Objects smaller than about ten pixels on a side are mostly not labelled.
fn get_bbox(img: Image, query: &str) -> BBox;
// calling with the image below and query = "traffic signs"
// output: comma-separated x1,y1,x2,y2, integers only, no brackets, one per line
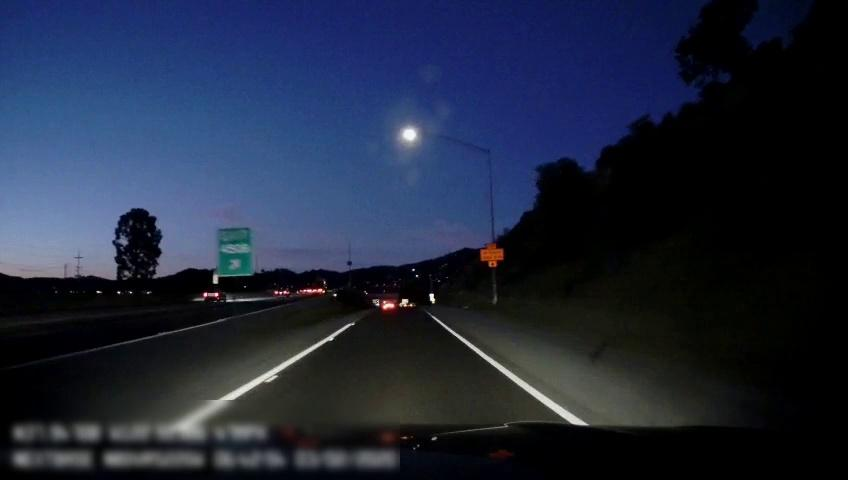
480,244,505,268
216,227,254,276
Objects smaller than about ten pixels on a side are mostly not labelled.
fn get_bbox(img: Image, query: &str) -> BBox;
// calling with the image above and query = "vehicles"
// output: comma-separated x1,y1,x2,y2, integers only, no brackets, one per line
203,287,227,304
273,286,291,299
